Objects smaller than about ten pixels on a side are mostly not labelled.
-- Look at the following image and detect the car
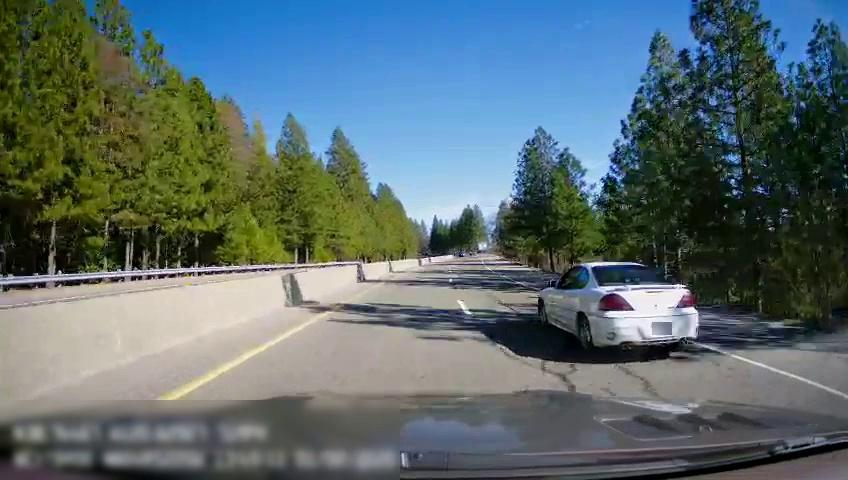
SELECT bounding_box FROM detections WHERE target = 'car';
[536,262,700,362]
